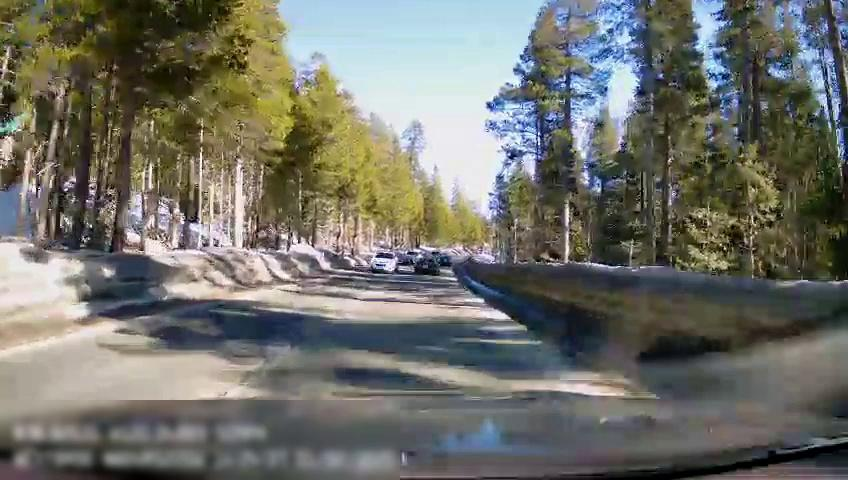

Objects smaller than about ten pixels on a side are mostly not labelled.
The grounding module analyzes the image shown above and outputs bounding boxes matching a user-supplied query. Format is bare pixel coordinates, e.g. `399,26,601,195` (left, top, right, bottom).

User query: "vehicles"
438,254,453,268
413,256,441,276
402,249,422,265
369,251,400,275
